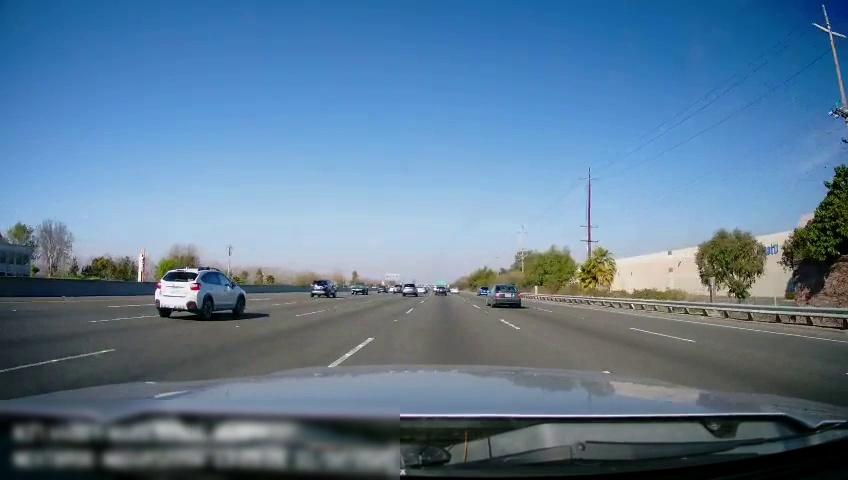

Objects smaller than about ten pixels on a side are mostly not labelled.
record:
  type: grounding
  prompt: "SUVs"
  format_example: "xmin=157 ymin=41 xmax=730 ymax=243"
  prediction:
xmin=435 ymin=286 xmax=448 ymax=296
xmin=310 ymin=279 xmax=336 ymax=298
xmin=153 ymin=267 xmax=247 ymax=322
xmin=393 ymin=284 xmax=404 ymax=294
xmin=402 ymin=283 xmax=419 ymax=298
xmin=477 ymin=286 xmax=490 ymax=297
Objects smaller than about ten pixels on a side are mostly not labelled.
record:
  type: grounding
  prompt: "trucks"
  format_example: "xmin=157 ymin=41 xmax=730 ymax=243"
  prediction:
xmin=351 ymin=282 xmax=369 ymax=296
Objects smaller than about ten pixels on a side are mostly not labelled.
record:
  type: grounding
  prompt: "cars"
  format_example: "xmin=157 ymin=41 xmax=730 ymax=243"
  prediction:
xmin=414 ymin=285 xmax=426 ymax=294
xmin=377 ymin=285 xmax=389 ymax=294
xmin=486 ymin=285 xmax=522 ymax=309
